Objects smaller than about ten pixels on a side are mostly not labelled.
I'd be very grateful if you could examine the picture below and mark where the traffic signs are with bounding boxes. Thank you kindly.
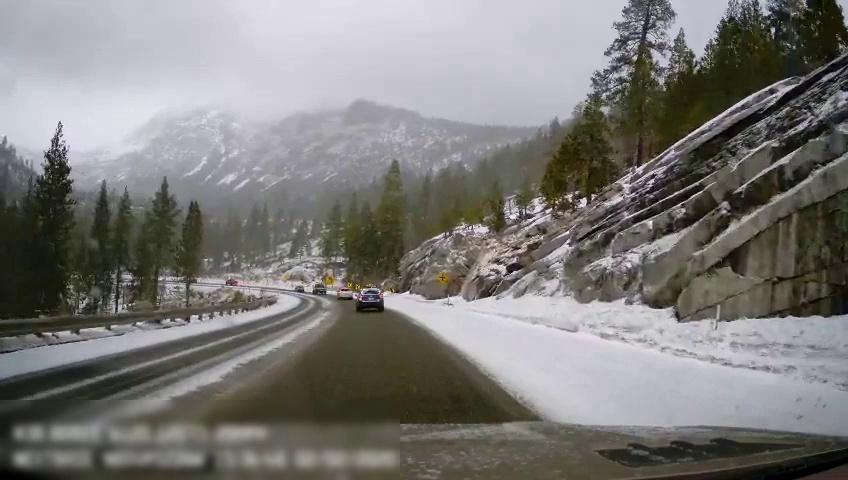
[437,271,451,284]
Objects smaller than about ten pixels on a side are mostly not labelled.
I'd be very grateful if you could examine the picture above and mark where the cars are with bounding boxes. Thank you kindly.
[337,286,354,300]
[355,286,385,314]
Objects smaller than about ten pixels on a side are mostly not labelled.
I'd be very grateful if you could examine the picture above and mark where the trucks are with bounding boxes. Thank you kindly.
[313,283,327,295]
